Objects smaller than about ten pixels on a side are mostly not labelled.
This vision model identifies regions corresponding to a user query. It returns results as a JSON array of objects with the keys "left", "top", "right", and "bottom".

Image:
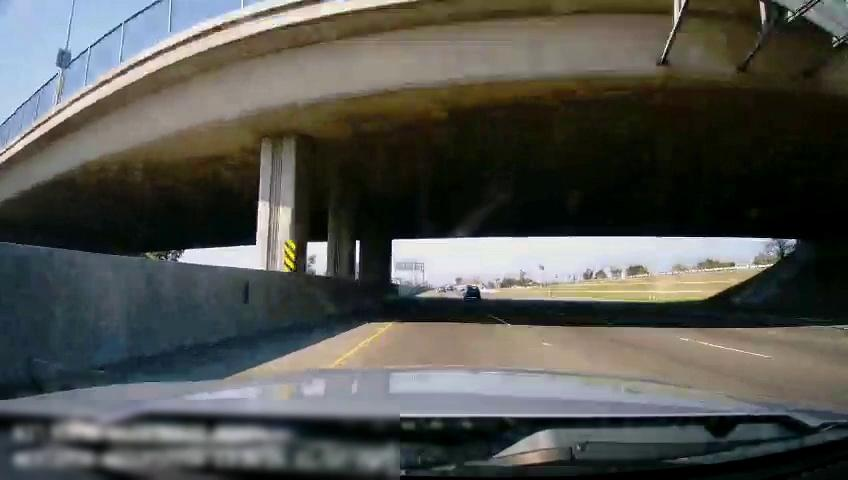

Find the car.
[{"left": 464, "top": 285, "right": 481, "bottom": 299}]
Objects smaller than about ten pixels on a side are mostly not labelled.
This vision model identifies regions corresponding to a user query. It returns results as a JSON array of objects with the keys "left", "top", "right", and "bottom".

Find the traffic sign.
[{"left": 285, "top": 239, "right": 296, "bottom": 271}]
